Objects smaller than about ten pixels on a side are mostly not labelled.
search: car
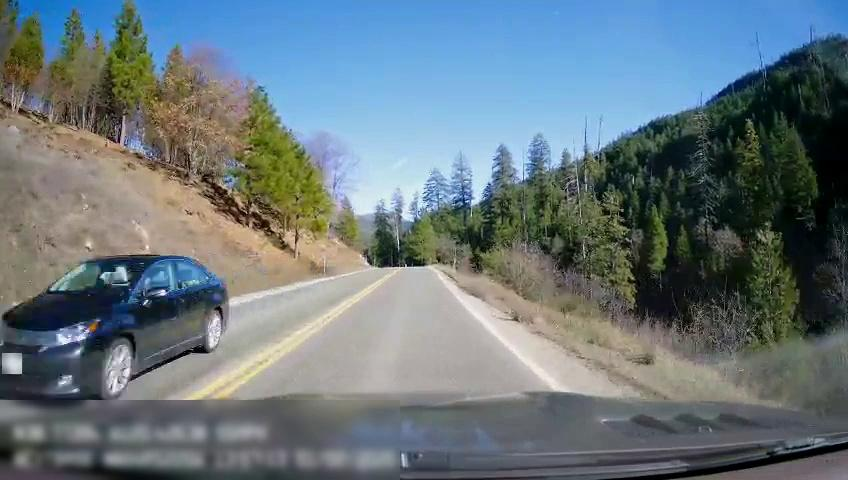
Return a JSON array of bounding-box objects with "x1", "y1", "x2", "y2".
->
[{"x1": 0, "y1": 255, "x2": 232, "y2": 403}]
